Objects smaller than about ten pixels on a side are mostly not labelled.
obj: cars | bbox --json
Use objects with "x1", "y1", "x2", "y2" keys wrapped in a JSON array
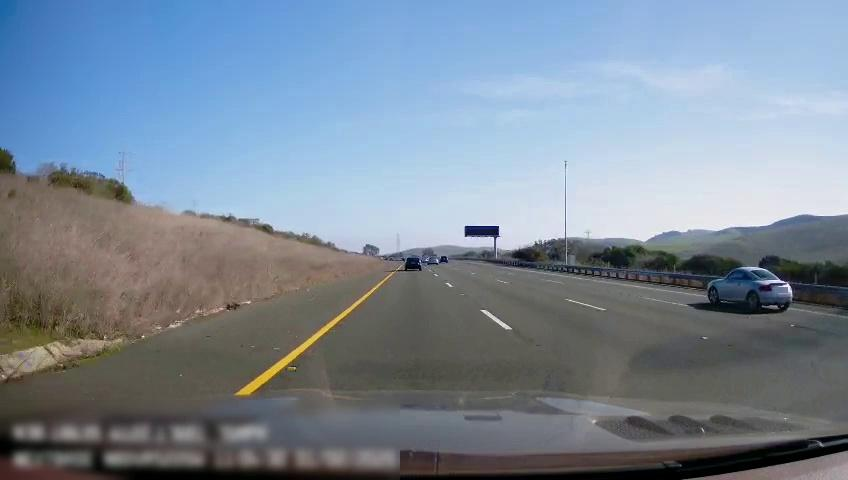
[
  {"x1": 427, "y1": 257, "x2": 438, "y2": 266},
  {"x1": 404, "y1": 257, "x2": 422, "y2": 272},
  {"x1": 705, "y1": 267, "x2": 793, "y2": 314}
]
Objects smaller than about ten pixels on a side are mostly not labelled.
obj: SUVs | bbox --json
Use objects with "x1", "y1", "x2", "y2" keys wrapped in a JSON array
[{"x1": 439, "y1": 256, "x2": 449, "y2": 264}]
